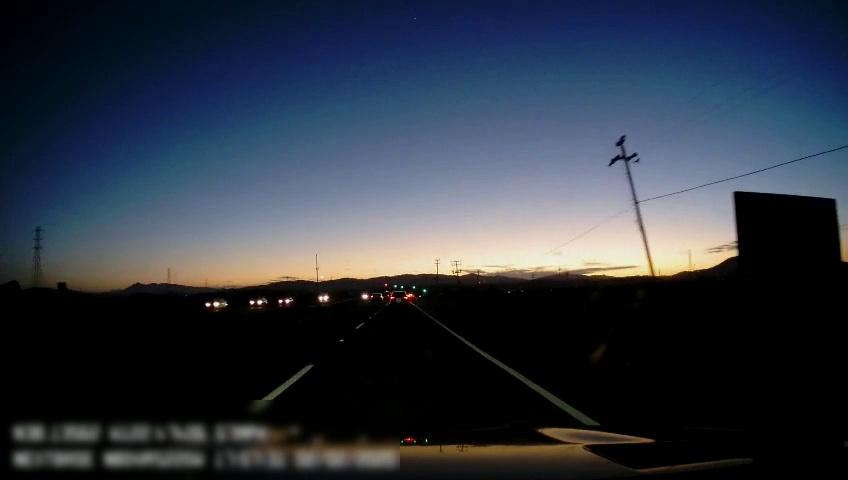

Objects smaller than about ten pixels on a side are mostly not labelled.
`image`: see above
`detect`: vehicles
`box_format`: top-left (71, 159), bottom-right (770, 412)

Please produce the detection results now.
top-left (370, 292), bottom-right (384, 304)
top-left (507, 287), bottom-right (524, 294)
top-left (317, 293), bottom-right (331, 303)
top-left (277, 295), bottom-right (295, 307)
top-left (248, 296), bottom-right (268, 307)
top-left (390, 290), bottom-right (409, 306)
top-left (203, 297), bottom-right (228, 312)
